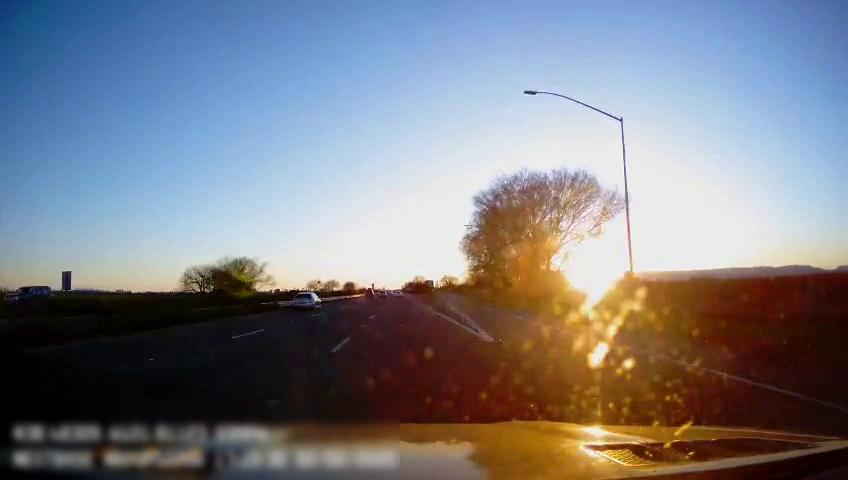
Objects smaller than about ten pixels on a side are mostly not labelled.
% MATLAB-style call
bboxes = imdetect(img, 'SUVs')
[291,292,322,314]
[15,286,51,301]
